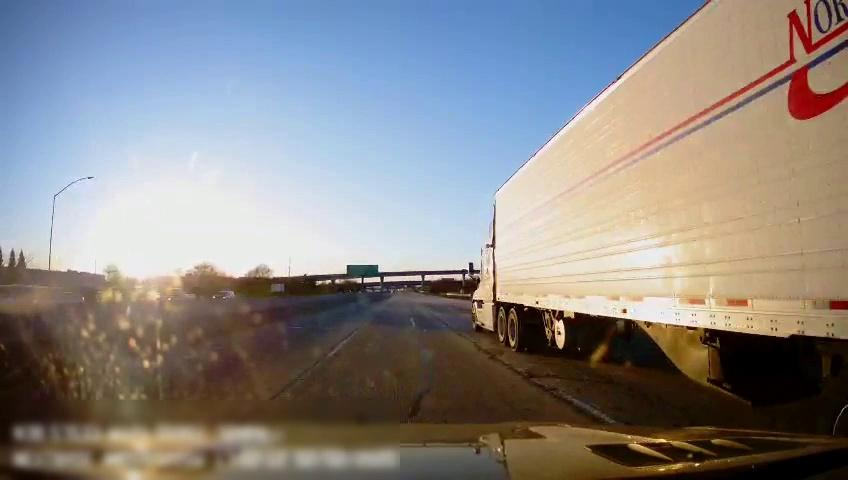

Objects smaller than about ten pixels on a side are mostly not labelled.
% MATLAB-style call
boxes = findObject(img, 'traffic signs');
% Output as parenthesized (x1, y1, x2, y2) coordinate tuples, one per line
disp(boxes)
(346, 264, 379, 277)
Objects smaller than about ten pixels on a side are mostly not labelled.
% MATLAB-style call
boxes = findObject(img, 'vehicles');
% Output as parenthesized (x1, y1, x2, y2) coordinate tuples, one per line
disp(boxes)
(468, 0, 848, 439)
(212, 291, 235, 302)
(153, 289, 196, 304)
